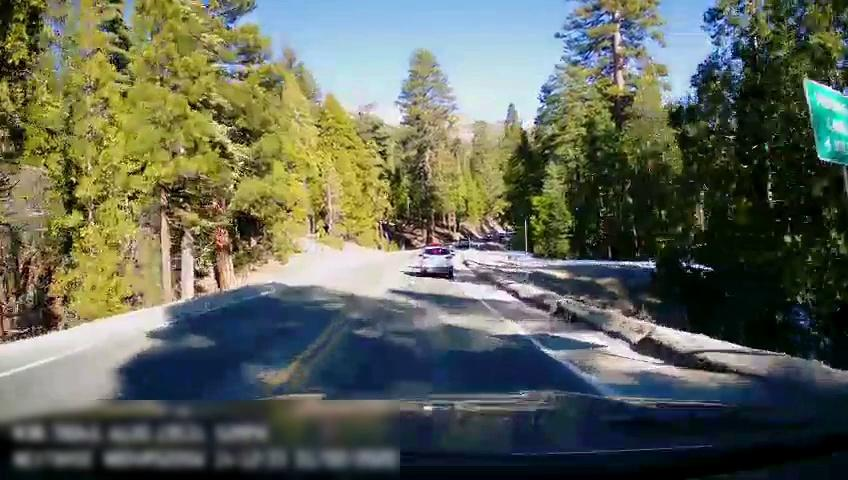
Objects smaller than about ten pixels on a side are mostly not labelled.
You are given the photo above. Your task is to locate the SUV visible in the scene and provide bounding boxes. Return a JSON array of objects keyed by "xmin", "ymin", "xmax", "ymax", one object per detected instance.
[{"xmin": 416, "ymin": 245, "xmax": 456, "ymax": 280}]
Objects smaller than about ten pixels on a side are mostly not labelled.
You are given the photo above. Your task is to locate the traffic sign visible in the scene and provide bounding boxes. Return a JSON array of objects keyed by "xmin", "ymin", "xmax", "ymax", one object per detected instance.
[{"xmin": 802, "ymin": 79, "xmax": 848, "ymax": 167}]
